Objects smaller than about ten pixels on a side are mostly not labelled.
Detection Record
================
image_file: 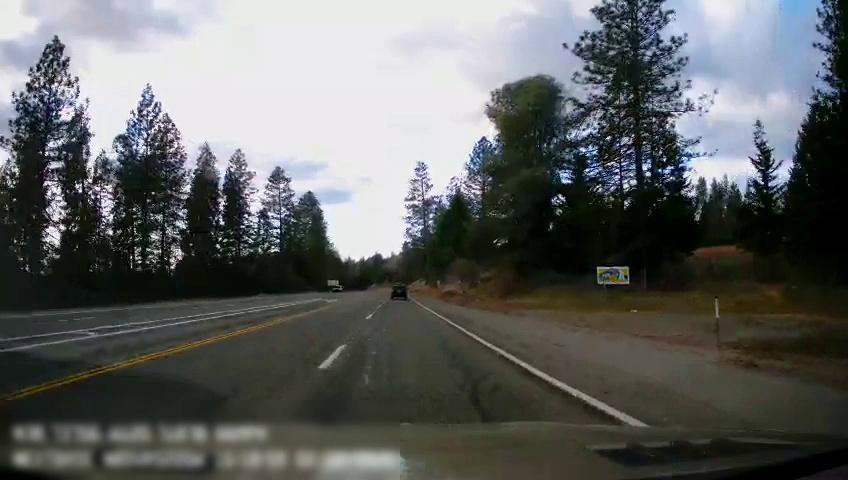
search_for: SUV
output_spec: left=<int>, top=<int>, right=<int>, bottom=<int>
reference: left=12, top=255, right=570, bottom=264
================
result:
left=391, top=285, right=409, bottom=301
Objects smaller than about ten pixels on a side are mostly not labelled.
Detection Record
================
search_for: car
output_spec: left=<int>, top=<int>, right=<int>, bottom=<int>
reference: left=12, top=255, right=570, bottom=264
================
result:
left=331, top=285, right=344, bottom=293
